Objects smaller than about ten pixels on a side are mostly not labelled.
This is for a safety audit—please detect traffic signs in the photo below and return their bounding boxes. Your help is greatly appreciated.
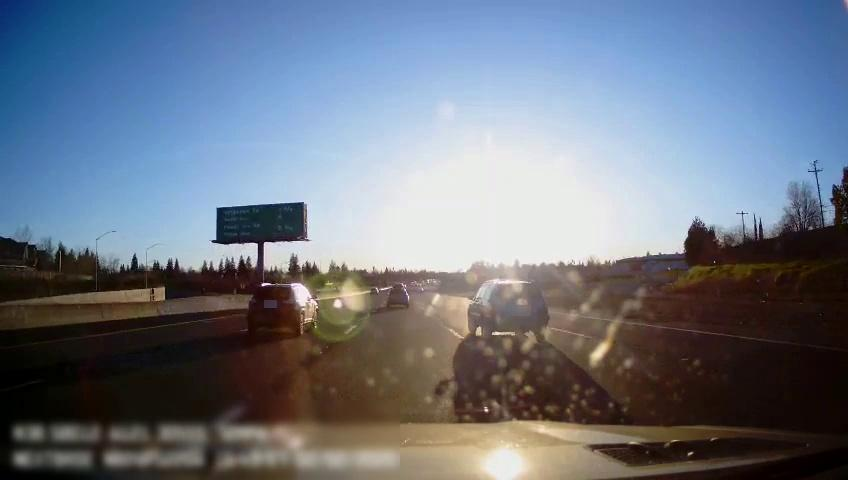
[215,202,305,243]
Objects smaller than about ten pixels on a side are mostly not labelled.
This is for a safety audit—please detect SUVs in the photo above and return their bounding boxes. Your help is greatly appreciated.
[246,283,321,338]
[466,279,549,341]
[386,283,411,310]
